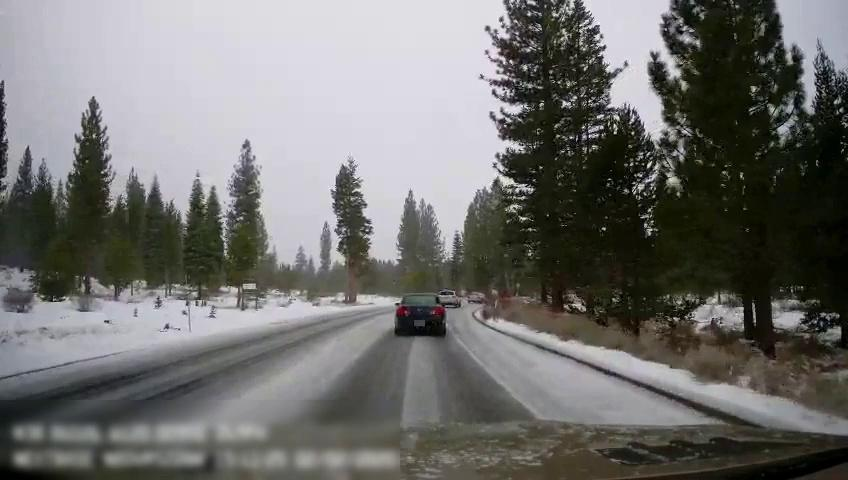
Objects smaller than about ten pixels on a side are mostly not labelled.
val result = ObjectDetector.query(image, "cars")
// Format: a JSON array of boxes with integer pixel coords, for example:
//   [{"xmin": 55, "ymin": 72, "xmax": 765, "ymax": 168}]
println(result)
[
  {"xmin": 468, "ymin": 292, "xmax": 486, "ymax": 303},
  {"xmin": 394, "ymin": 293, "xmax": 447, "ymax": 336}
]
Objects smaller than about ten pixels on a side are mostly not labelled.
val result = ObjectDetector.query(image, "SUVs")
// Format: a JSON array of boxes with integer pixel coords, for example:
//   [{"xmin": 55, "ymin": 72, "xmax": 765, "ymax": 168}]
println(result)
[{"xmin": 437, "ymin": 290, "xmax": 461, "ymax": 308}]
